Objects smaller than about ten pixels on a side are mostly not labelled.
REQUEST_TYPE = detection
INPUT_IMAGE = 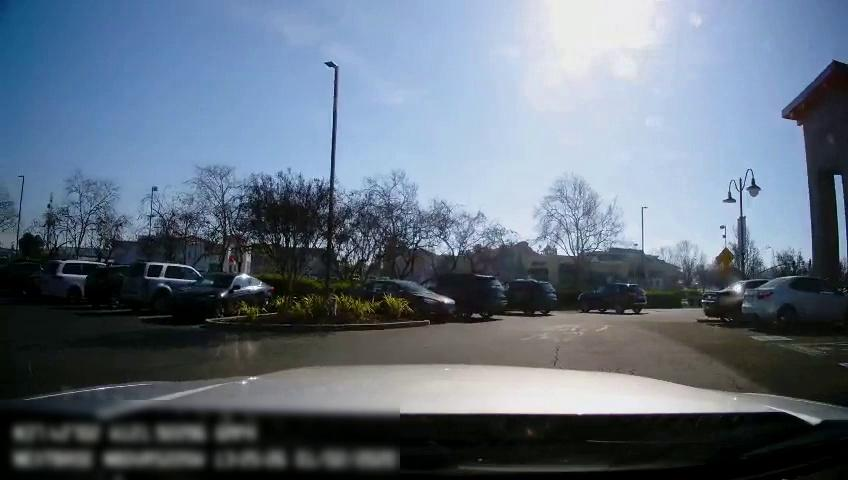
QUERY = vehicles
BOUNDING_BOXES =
[701,279,788,326]
[363,279,458,324]
[413,273,509,320]
[169,271,278,318]
[494,280,559,317]
[41,259,123,307]
[83,266,149,311]
[577,282,648,315]
[0,258,63,297]
[741,276,848,336]
[120,262,216,316]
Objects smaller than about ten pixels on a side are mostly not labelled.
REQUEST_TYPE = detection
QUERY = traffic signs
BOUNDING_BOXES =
[717,248,734,266]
